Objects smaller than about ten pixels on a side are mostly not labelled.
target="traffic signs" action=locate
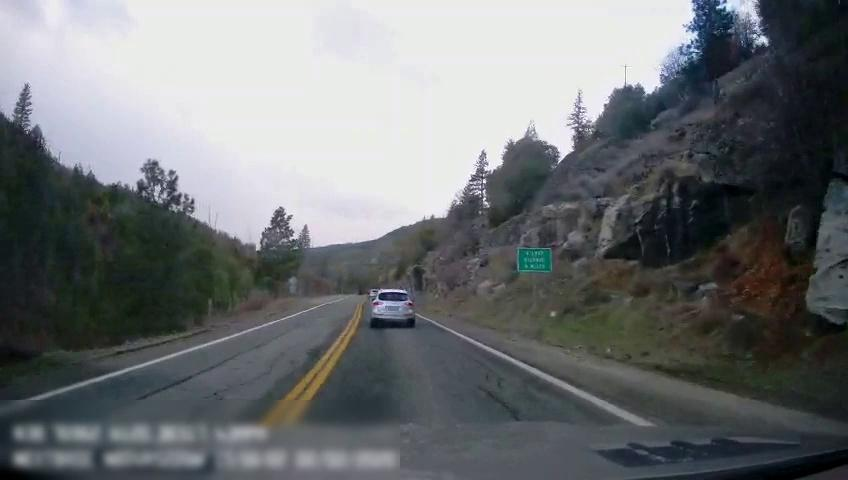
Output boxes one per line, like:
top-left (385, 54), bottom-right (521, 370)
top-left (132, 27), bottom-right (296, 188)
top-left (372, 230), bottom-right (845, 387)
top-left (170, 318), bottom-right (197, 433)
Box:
top-left (517, 246), bottom-right (553, 273)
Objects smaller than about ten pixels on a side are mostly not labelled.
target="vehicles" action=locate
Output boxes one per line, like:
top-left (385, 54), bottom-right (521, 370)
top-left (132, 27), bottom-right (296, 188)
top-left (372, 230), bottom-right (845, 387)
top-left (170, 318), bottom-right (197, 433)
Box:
top-left (369, 288), bottom-right (379, 297)
top-left (366, 288), bottom-right (416, 328)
